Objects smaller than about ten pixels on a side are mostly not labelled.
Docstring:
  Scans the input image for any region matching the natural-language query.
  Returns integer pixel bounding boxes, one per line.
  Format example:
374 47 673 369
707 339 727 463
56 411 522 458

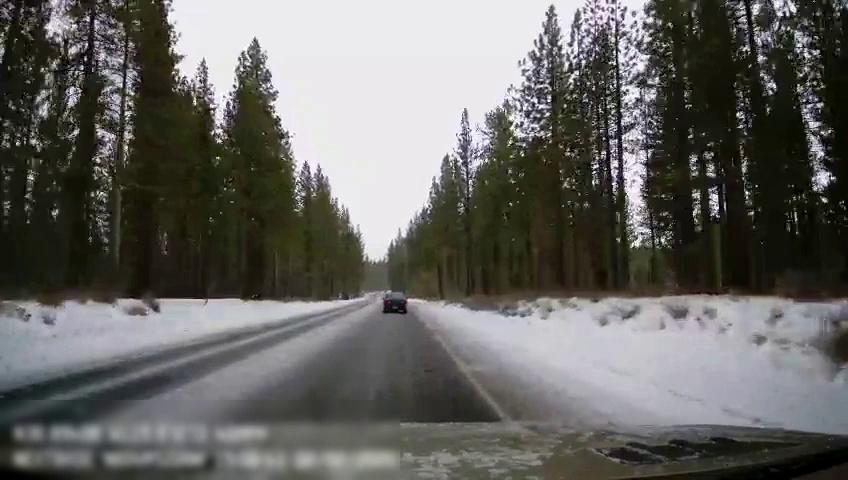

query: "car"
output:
382 290 408 313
